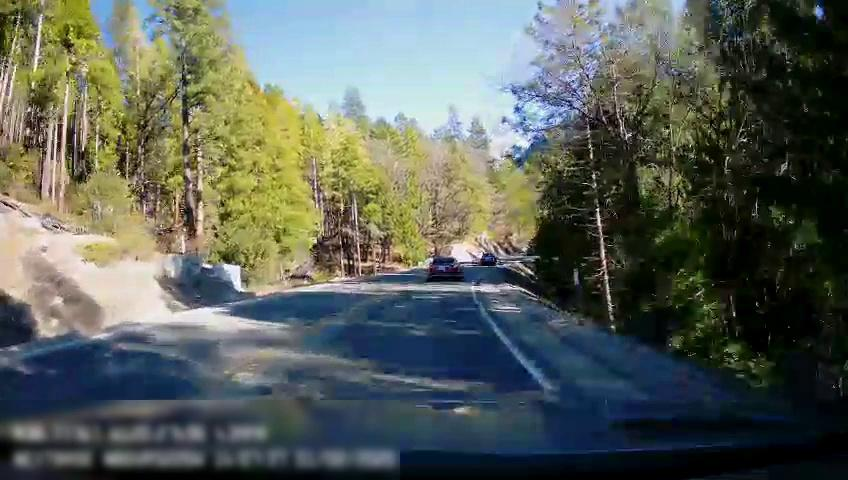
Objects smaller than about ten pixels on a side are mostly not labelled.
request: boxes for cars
[479,253,497,267]
[430,256,465,280]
